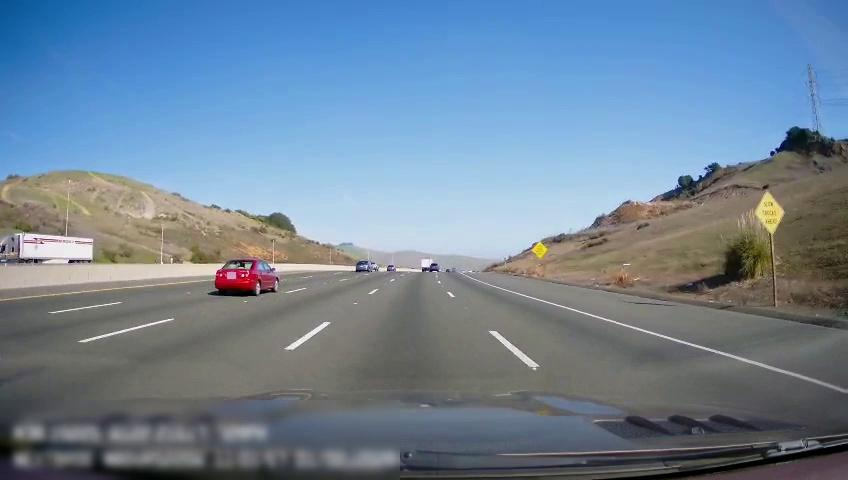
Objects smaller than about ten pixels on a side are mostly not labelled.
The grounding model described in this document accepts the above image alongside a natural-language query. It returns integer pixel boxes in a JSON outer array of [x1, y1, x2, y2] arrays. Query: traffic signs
[[754, 190, 786, 234], [530, 240, 549, 261]]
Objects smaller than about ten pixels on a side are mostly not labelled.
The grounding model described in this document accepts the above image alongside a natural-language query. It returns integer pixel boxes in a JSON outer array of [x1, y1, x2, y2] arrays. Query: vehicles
[[355, 259, 373, 272], [214, 256, 280, 297], [429, 262, 440, 273], [369, 262, 379, 272], [0, 232, 94, 265], [420, 258, 433, 272]]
